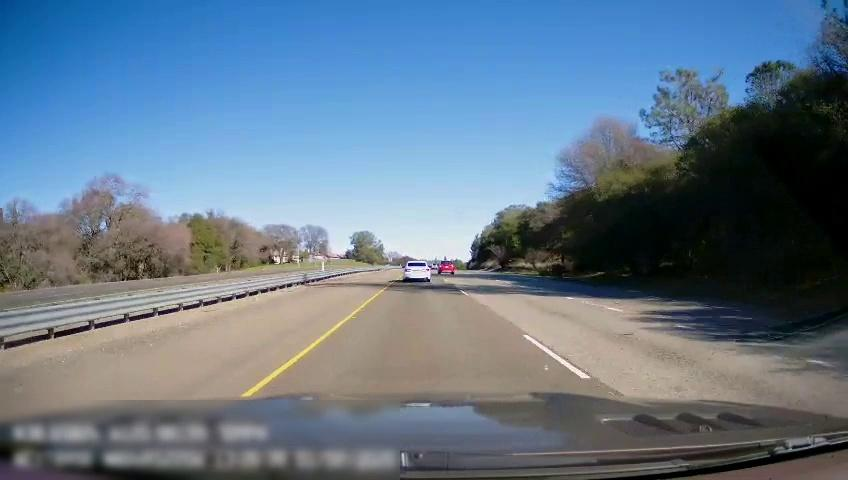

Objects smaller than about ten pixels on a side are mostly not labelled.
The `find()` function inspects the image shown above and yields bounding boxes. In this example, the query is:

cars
[436,260,456,276]
[402,261,432,283]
